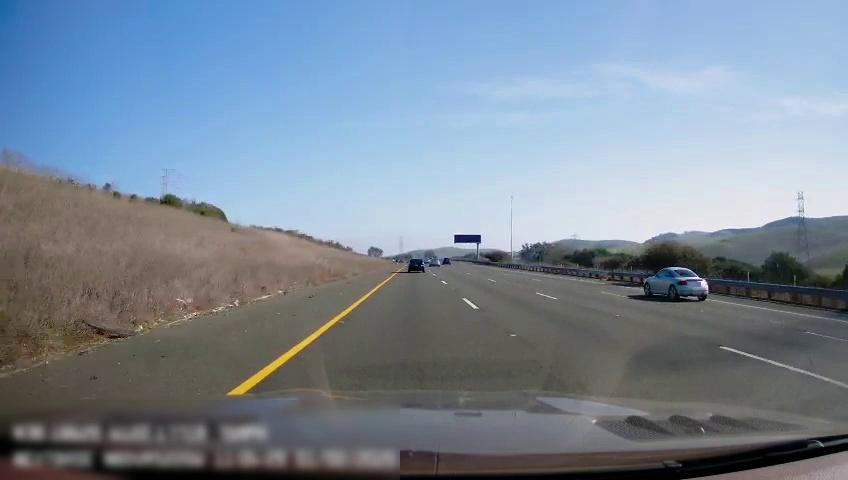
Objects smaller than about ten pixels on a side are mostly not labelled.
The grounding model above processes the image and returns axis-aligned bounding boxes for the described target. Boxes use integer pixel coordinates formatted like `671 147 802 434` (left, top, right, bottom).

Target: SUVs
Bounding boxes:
442 257 452 265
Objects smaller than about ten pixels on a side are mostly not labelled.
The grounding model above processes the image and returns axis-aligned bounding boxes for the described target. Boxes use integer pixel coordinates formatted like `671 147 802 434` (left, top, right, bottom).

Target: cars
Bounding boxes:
407 258 425 273
643 267 709 302
429 259 440 268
